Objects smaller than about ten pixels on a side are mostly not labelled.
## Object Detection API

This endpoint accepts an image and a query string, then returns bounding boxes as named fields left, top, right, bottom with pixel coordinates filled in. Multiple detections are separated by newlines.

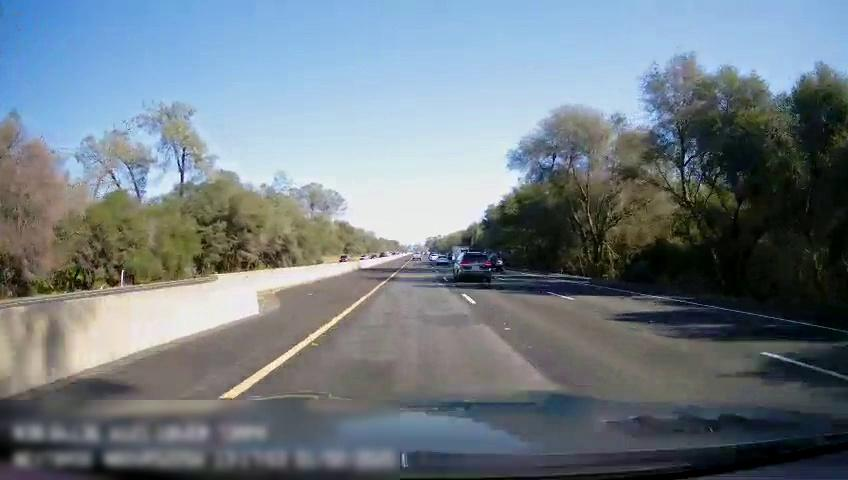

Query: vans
left=451, top=246, right=469, bottom=262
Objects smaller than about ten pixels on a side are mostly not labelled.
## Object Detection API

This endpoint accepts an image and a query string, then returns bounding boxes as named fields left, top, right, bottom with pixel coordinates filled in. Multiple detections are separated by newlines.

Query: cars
left=436, top=254, right=449, bottom=265
left=412, top=251, right=422, bottom=261
left=429, top=253, right=438, bottom=261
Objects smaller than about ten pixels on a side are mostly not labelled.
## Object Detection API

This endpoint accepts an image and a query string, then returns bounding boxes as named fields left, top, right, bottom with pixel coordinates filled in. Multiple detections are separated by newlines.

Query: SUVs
left=487, top=254, right=504, bottom=272
left=453, top=252, right=493, bottom=283
left=339, top=255, right=352, bottom=263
